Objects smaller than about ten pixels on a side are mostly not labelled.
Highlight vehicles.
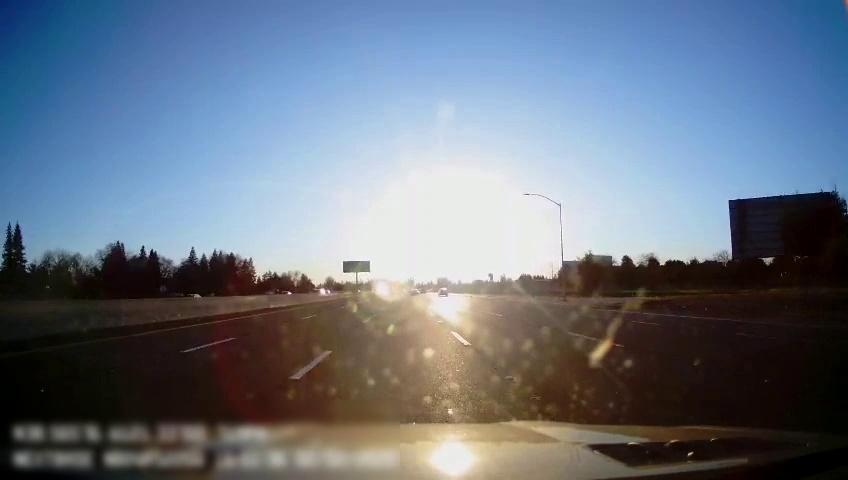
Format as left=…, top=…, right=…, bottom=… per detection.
left=308, top=287, right=328, bottom=296
left=177, top=293, right=202, bottom=299
left=274, top=290, right=293, bottom=296
left=437, top=287, right=449, bottom=298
